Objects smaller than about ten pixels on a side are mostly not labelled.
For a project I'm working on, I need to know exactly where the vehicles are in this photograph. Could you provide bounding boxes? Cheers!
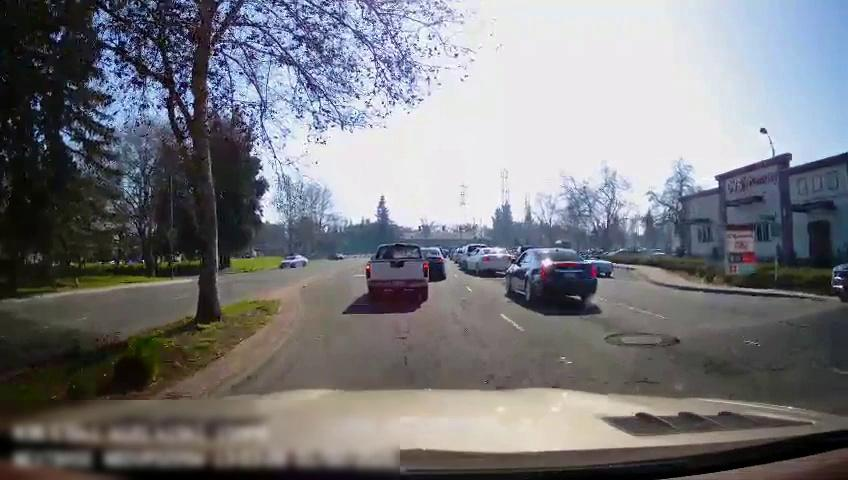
[423,248,446,281]
[503,248,598,308]
[364,244,431,300]
[597,260,613,279]
[278,254,310,270]
[458,242,487,263]
[829,261,848,301]
[461,246,512,276]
